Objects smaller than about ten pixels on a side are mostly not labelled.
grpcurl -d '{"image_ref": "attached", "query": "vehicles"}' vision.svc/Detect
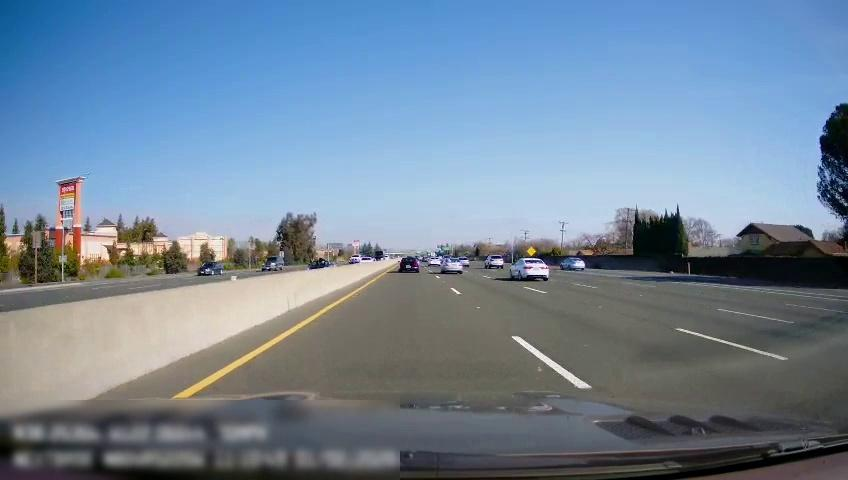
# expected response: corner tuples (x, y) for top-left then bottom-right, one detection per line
(559, 257), (585, 271)
(359, 256), (378, 264)
(459, 257), (470, 267)
(483, 254), (504, 269)
(199, 261), (225, 277)
(509, 258), (550, 281)
(348, 255), (360, 264)
(373, 249), (383, 261)
(399, 256), (419, 274)
(441, 257), (465, 275)
(308, 258), (330, 270)
(427, 256), (441, 267)
(261, 256), (286, 272)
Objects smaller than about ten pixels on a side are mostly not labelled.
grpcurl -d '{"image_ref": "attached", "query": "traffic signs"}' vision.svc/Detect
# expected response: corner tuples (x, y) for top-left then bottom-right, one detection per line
(526, 246), (536, 257)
